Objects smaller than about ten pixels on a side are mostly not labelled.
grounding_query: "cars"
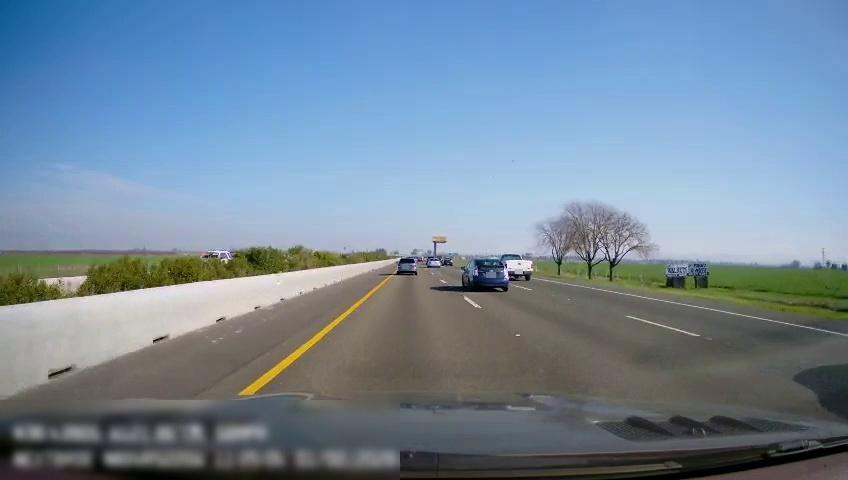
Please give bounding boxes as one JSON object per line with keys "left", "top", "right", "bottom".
{"left": 460, "top": 257, "right": 510, "bottom": 292}
{"left": 396, "top": 256, "right": 419, "bottom": 275}
{"left": 426, "top": 256, "right": 441, "bottom": 268}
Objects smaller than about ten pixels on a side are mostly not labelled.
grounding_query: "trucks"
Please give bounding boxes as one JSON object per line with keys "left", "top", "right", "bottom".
{"left": 499, "top": 253, "right": 534, "bottom": 281}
